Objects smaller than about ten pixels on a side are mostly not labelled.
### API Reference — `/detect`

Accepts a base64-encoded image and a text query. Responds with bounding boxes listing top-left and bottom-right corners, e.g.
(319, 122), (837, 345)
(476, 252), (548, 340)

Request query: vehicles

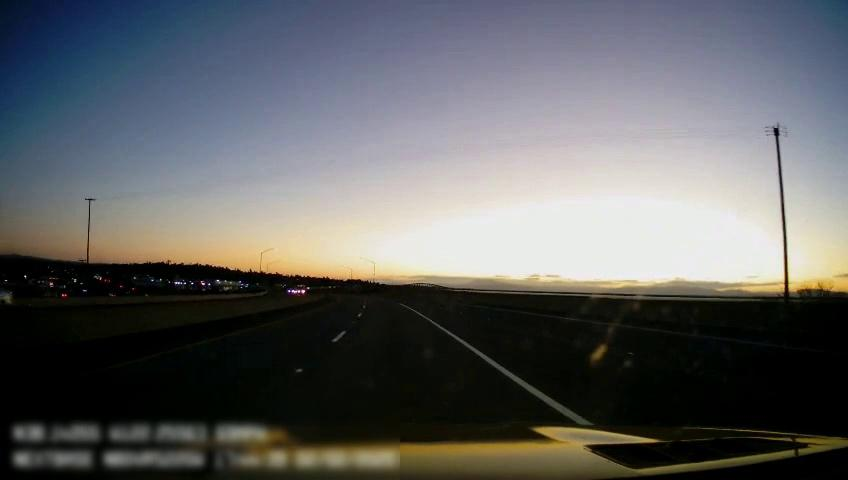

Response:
(295, 284), (308, 295)
(0, 288), (14, 306)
